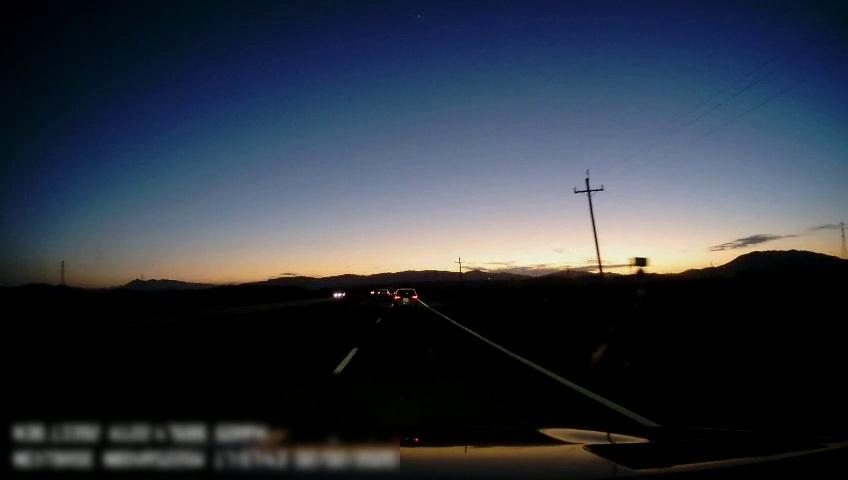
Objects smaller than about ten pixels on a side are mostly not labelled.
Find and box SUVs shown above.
[377,288,391,299]
[393,288,419,310]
